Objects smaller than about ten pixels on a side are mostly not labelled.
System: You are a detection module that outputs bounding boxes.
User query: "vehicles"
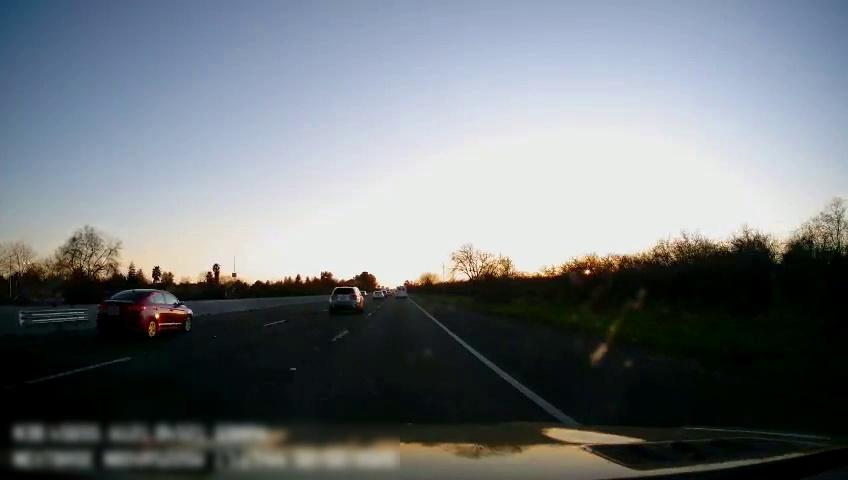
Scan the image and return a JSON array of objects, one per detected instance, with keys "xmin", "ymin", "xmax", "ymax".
[
  {"xmin": 372, "ymin": 290, "xmax": 385, "ymax": 301},
  {"xmin": 328, "ymin": 286, "xmax": 365, "ymax": 316},
  {"xmin": 396, "ymin": 286, "xmax": 409, "ymax": 299},
  {"xmin": 95, "ymin": 287, "xmax": 194, "ymax": 339}
]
